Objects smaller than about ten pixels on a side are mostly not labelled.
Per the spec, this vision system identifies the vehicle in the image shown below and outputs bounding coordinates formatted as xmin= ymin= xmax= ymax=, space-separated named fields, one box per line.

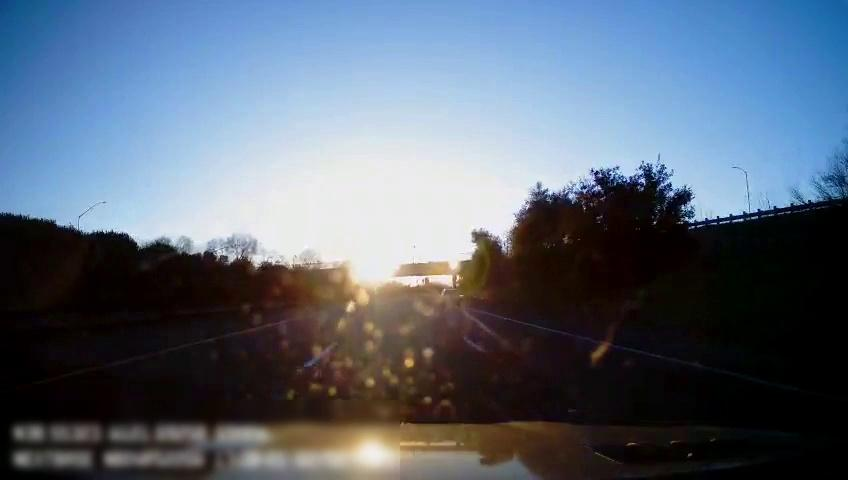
xmin=438 ymin=287 xmax=461 ymax=308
